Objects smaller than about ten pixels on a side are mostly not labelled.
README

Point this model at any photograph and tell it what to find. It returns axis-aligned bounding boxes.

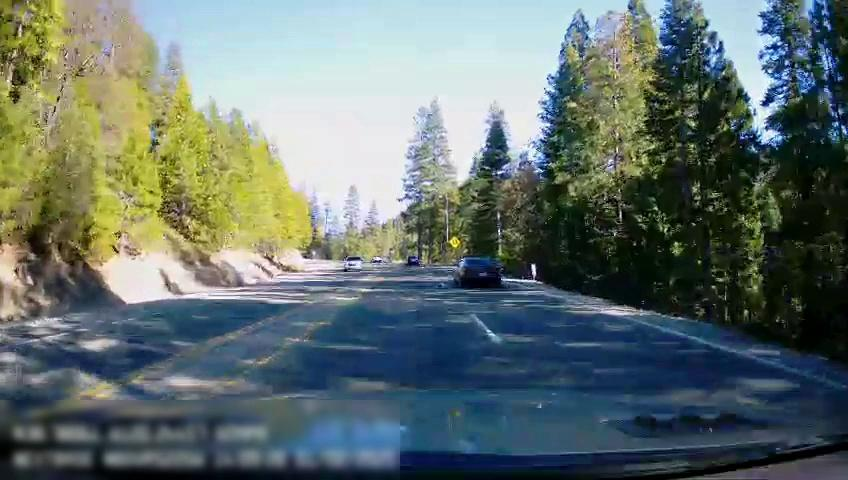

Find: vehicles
[343,256,362,272]
[456,258,500,288]
[371,256,383,266]
[405,255,420,266]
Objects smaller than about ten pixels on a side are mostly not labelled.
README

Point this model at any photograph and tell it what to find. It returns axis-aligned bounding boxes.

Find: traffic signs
[448,236,461,249]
